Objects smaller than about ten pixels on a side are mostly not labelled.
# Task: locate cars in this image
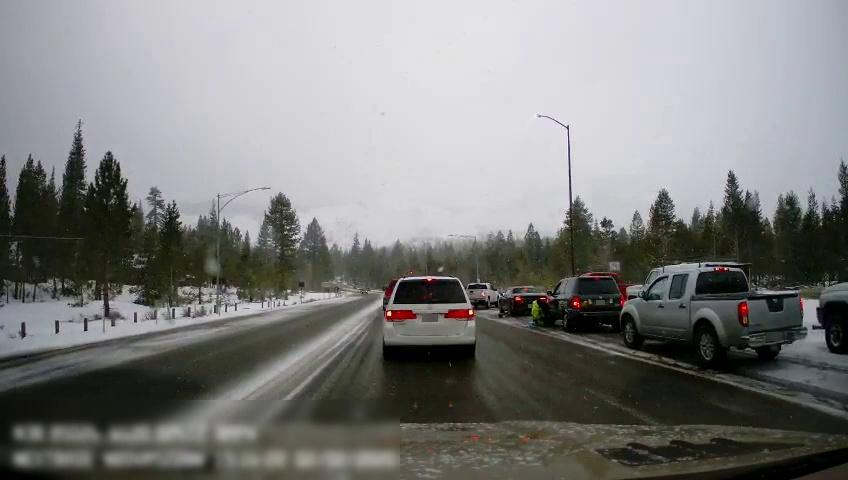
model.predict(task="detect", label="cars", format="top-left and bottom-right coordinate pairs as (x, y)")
top-left (498, 285), bottom-right (548, 316)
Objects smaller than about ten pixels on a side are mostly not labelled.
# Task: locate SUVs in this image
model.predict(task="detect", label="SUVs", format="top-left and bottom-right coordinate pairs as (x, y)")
top-left (542, 275), bottom-right (626, 333)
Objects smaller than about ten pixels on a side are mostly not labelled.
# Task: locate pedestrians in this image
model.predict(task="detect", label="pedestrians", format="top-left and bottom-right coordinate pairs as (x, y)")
top-left (531, 300), bottom-right (541, 325)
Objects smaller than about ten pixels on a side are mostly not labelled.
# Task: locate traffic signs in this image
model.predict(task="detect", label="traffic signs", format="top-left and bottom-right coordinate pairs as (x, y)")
top-left (609, 261), bottom-right (620, 272)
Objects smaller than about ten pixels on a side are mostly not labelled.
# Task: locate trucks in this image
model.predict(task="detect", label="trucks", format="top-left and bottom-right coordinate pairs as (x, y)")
top-left (817, 282), bottom-right (848, 356)
top-left (465, 282), bottom-right (500, 309)
top-left (618, 266), bottom-right (810, 367)
top-left (582, 271), bottom-right (628, 302)
top-left (381, 278), bottom-right (398, 313)
top-left (626, 261), bottom-right (752, 300)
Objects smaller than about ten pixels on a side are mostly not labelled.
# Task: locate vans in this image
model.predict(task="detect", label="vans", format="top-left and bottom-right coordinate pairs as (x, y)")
top-left (382, 276), bottom-right (476, 356)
